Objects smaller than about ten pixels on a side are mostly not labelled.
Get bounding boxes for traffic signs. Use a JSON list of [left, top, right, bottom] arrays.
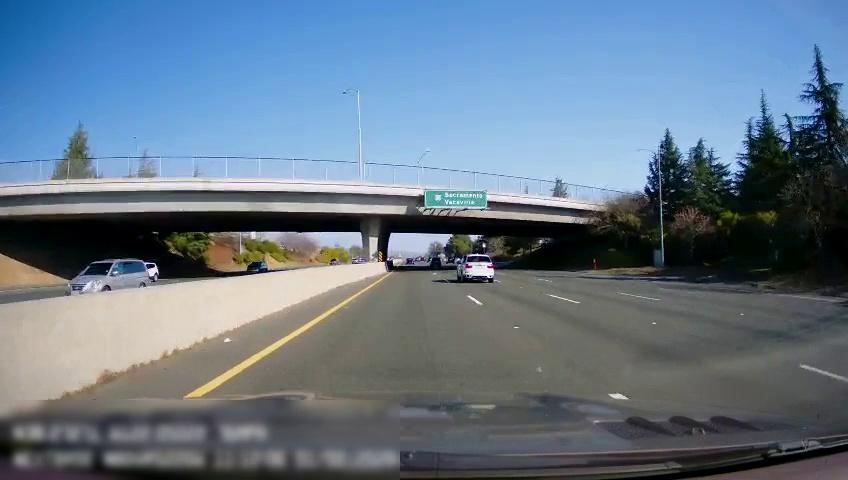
[[423, 189, 488, 210]]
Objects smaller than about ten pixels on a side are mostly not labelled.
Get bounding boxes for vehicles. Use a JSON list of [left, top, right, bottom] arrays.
[[64, 259, 150, 296], [246, 261, 268, 274], [429, 257, 441, 266], [144, 262, 160, 282], [456, 254, 495, 284]]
